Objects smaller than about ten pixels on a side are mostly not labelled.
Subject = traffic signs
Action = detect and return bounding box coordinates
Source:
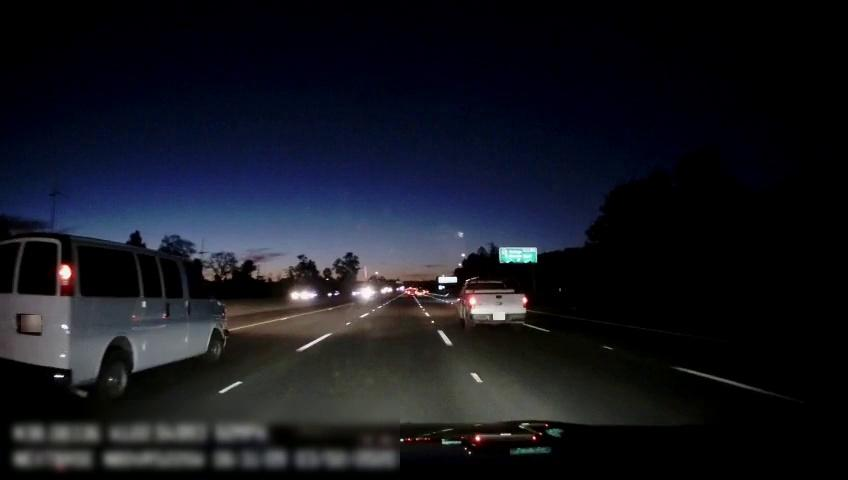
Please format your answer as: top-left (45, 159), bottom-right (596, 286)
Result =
top-left (438, 277), bottom-right (456, 284)
top-left (498, 247), bottom-right (538, 265)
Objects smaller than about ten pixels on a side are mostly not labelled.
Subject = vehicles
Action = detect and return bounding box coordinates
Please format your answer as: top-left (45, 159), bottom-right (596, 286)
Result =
top-left (327, 289), bottom-right (340, 299)
top-left (455, 277), bottom-right (529, 330)
top-left (290, 288), bottom-right (317, 302)
top-left (0, 229), bottom-right (228, 404)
